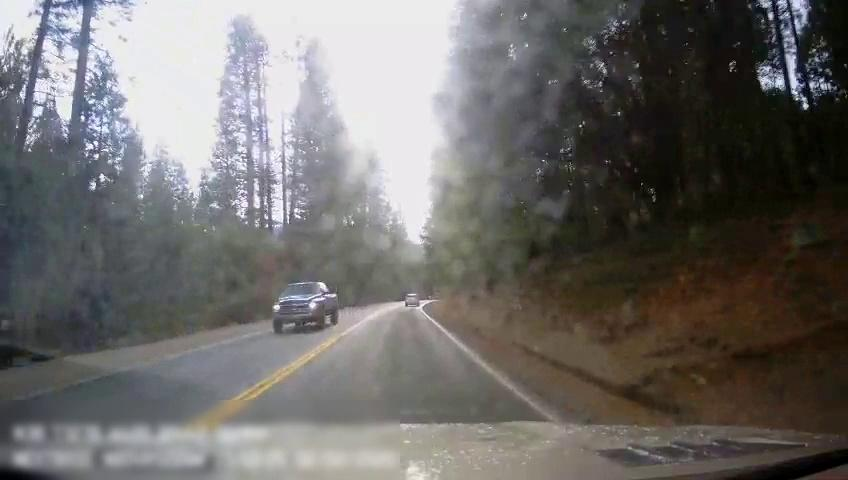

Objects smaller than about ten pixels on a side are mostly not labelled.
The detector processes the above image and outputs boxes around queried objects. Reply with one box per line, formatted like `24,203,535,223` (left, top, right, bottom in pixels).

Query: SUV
404,292,420,307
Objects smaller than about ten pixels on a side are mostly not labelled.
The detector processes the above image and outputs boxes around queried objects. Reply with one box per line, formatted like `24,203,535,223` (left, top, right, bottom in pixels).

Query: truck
272,282,340,333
